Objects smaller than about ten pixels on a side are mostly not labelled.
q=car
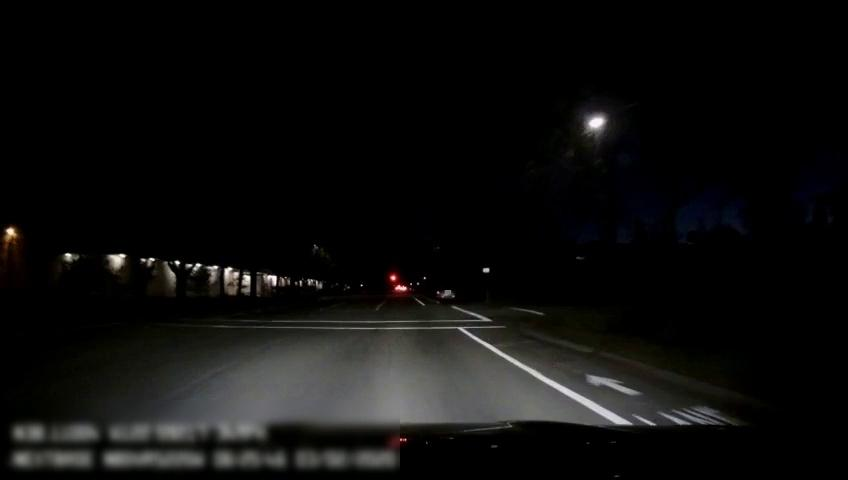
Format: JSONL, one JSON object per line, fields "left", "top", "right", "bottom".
{"left": 435, "top": 287, "right": 455, "bottom": 301}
